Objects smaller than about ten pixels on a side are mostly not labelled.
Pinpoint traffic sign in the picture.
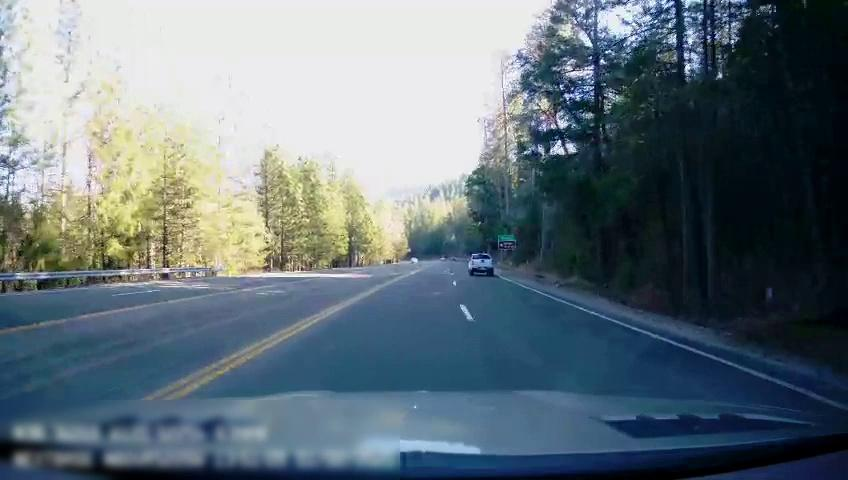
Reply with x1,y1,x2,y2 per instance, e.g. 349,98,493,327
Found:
496,233,517,250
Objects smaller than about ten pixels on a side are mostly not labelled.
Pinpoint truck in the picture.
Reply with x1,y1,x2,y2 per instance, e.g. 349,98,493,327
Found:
467,253,494,277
